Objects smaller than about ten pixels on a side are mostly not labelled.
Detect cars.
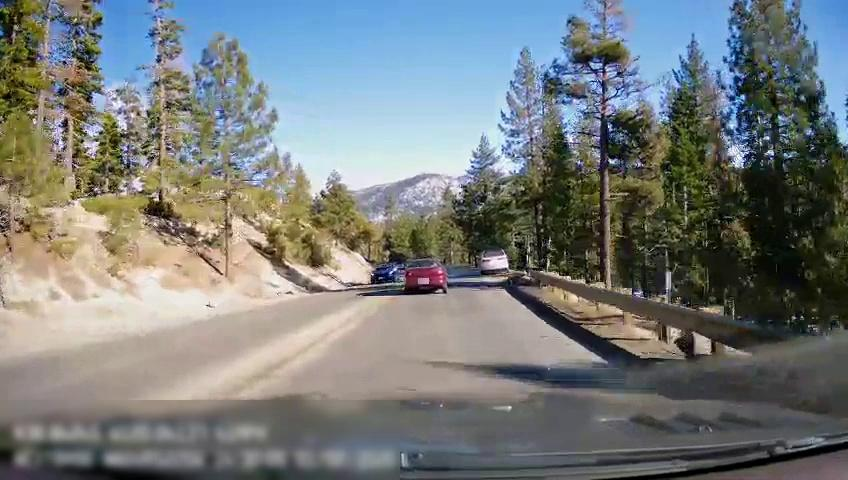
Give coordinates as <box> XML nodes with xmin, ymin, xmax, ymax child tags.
<box><xmin>403</xmin><ymin>258</ymin><xmax>449</xmax><ymax>295</ymax></box>
<box><xmin>370</xmin><ymin>265</ymin><xmax>402</xmax><ymax>284</ymax></box>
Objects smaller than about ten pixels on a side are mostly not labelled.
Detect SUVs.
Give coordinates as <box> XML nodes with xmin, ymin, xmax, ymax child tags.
<box><xmin>476</xmin><ymin>249</ymin><xmax>509</xmax><ymax>275</ymax></box>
